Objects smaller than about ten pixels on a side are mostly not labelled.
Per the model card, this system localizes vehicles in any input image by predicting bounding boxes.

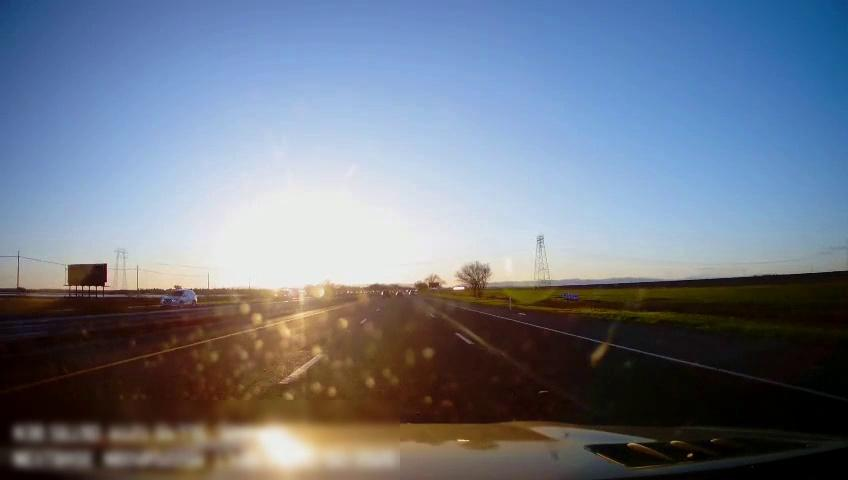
[160,289,198,309]
[272,290,292,302]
